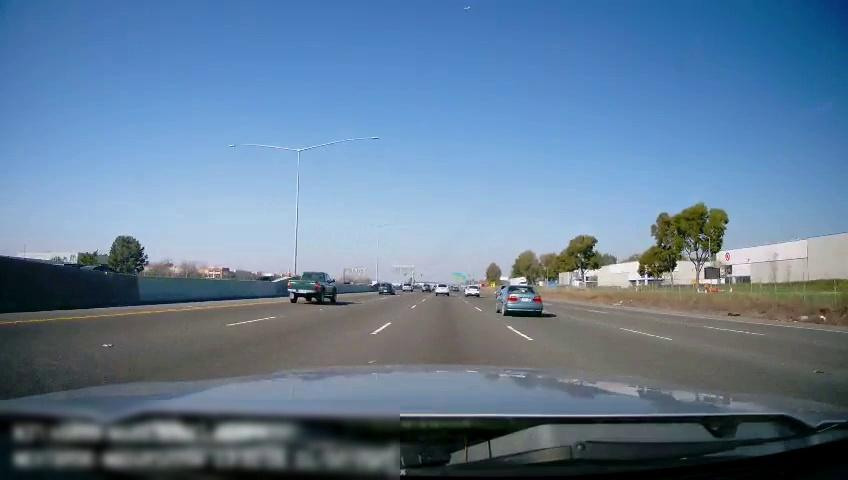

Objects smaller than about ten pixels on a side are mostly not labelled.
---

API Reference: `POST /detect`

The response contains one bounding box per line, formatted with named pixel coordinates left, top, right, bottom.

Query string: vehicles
left=495, top=285, right=509, bottom=300
left=79, top=264, right=119, bottom=276
left=558, top=271, right=585, bottom=288
left=495, top=285, right=543, bottom=316
left=377, top=282, right=395, bottom=295
left=464, top=285, right=480, bottom=297
left=287, top=271, right=338, bottom=304
left=435, top=283, right=450, bottom=296
left=509, top=277, right=528, bottom=288
left=421, top=284, right=431, bottom=293
left=401, top=282, right=413, bottom=292
left=255, top=275, right=276, bottom=282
